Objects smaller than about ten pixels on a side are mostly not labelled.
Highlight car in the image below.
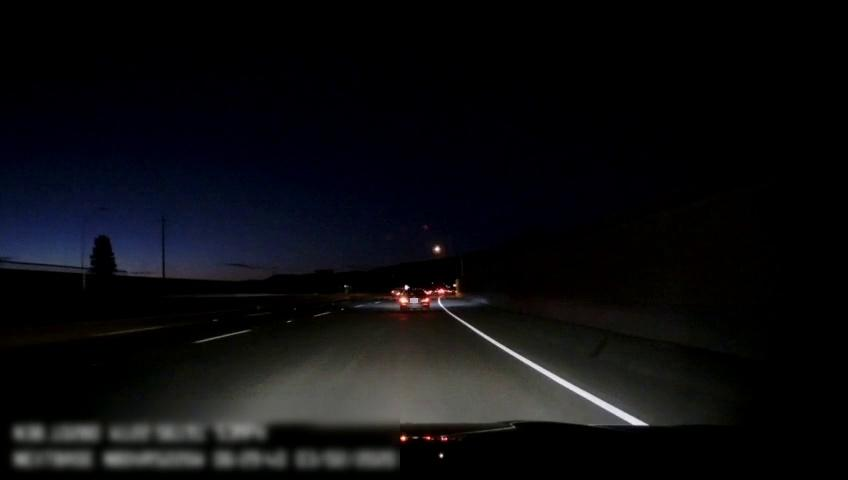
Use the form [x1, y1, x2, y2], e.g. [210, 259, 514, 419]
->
[397, 287, 431, 312]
